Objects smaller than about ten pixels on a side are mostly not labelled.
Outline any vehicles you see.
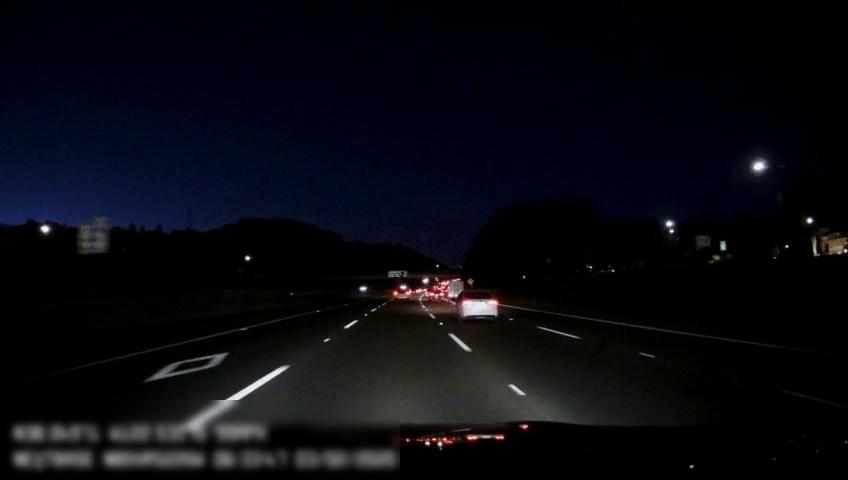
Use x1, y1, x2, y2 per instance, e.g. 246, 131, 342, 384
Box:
455, 289, 499, 323
393, 288, 410, 302
447, 280, 464, 301
429, 288, 445, 302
